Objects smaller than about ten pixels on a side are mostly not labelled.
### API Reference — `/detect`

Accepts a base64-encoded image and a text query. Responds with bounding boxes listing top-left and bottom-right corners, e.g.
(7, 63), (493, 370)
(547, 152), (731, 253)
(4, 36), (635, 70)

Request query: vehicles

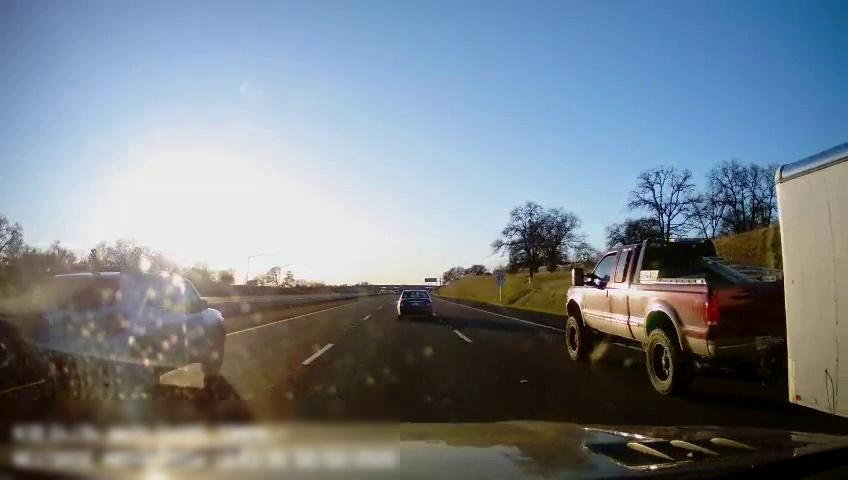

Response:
(774, 142), (848, 419)
(397, 289), (434, 321)
(563, 236), (789, 399)
(22, 269), (225, 416)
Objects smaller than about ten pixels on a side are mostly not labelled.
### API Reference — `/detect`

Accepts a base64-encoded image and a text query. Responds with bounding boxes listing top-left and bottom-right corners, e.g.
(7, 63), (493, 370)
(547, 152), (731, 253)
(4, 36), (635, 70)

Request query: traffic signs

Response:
(424, 278), (437, 285)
